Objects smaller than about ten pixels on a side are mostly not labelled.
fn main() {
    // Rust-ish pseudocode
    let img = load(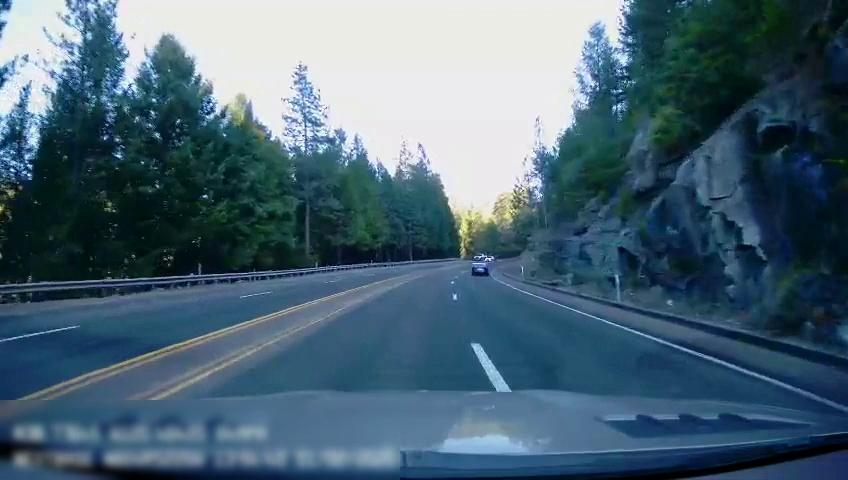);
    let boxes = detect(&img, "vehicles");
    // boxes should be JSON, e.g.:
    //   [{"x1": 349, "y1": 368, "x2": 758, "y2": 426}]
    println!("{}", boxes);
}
[
  {"x1": 471, "y1": 262, "x2": 487, "y2": 275},
  {"x1": 471, "y1": 254, "x2": 483, "y2": 263}
]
